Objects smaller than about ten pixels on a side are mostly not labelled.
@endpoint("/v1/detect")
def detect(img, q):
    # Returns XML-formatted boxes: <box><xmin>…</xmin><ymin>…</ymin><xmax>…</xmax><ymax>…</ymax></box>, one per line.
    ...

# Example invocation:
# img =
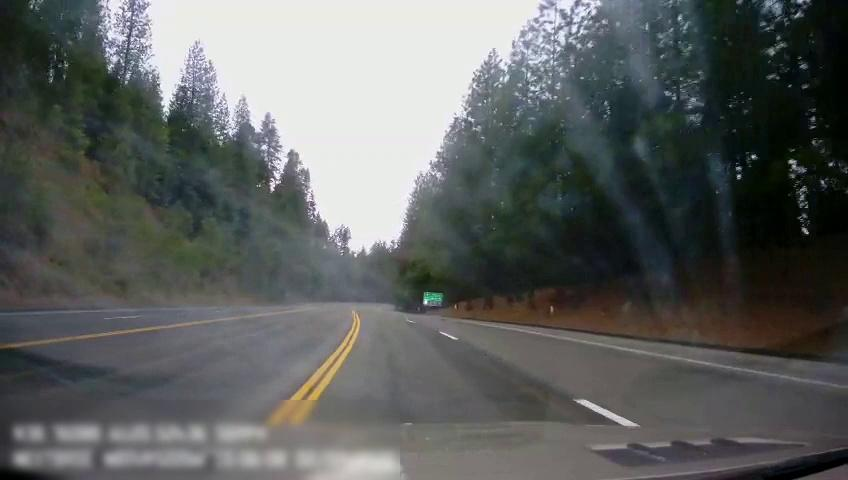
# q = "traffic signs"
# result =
<box><xmin>423</xmin><ymin>292</ymin><xmax>443</xmax><ymax>302</ymax></box>
<box><xmin>423</xmin><ymin>301</ymin><xmax>442</xmax><ymax>307</ymax></box>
